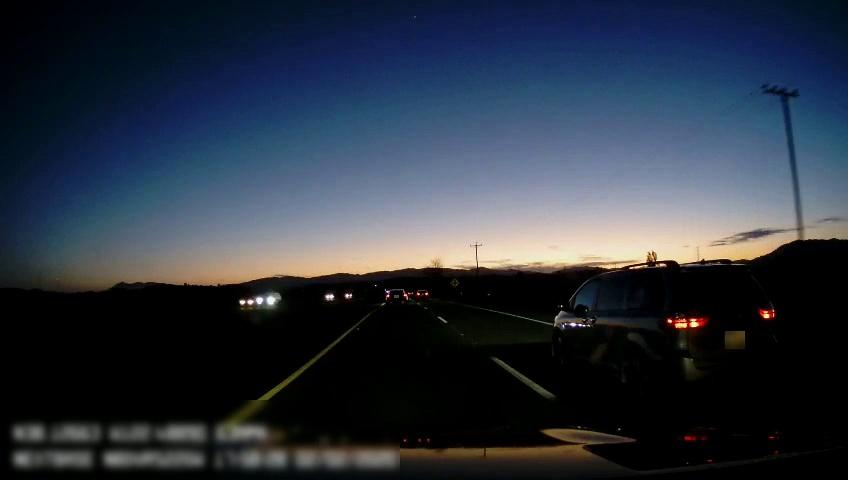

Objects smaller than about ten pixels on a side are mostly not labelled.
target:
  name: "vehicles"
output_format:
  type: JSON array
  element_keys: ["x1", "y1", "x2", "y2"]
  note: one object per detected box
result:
[
  {"x1": 415, "y1": 289, "x2": 430, "y2": 302},
  {"x1": 385, "y1": 288, "x2": 409, "y2": 307},
  {"x1": 239, "y1": 293, "x2": 257, "y2": 309},
  {"x1": 324, "y1": 292, "x2": 335, "y2": 303},
  {"x1": 256, "y1": 292, "x2": 283, "y2": 309},
  {"x1": 551, "y1": 262, "x2": 778, "y2": 400}
]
